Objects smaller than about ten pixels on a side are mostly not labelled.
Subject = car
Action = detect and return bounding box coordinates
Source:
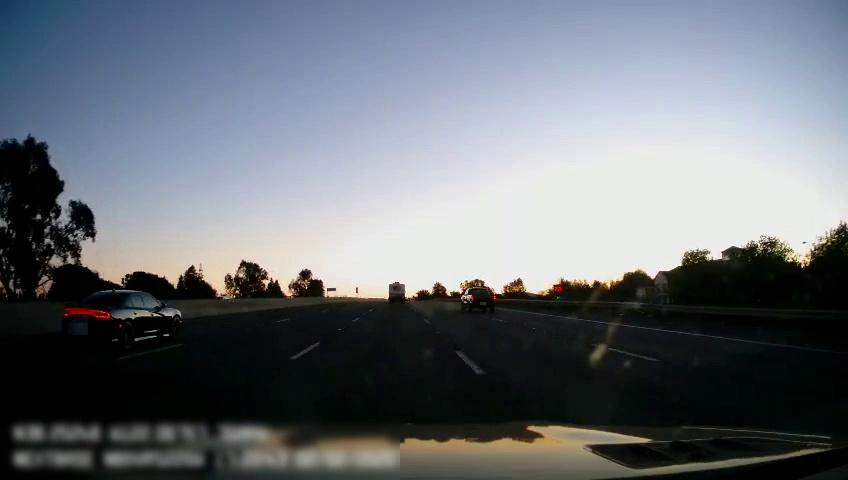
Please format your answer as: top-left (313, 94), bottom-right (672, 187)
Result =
top-left (61, 290), bottom-right (184, 352)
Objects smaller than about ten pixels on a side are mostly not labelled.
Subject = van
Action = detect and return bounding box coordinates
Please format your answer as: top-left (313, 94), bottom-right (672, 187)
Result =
top-left (389, 284), bottom-right (405, 303)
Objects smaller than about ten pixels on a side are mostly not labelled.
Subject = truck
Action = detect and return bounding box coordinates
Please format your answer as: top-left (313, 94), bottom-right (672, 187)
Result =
top-left (461, 287), bottom-right (495, 312)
